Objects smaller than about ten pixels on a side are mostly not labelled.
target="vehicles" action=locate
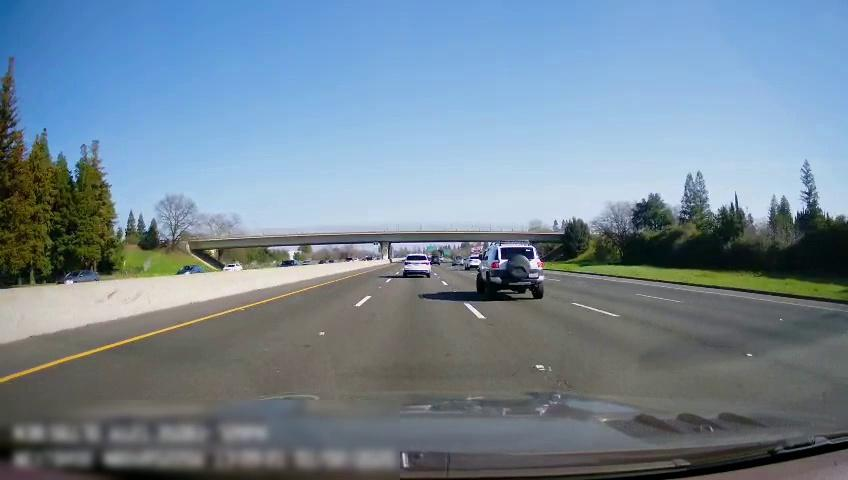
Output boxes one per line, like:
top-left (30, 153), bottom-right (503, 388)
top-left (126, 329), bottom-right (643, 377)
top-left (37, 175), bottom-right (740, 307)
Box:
top-left (475, 244), bottom-right (545, 302)
top-left (55, 269), bottom-right (99, 285)
top-left (402, 253), bottom-right (431, 279)
top-left (281, 259), bottom-right (301, 268)
top-left (429, 255), bottom-right (441, 266)
top-left (175, 265), bottom-right (206, 276)
top-left (222, 263), bottom-right (242, 272)
top-left (464, 254), bottom-right (481, 270)
top-left (451, 255), bottom-right (464, 267)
